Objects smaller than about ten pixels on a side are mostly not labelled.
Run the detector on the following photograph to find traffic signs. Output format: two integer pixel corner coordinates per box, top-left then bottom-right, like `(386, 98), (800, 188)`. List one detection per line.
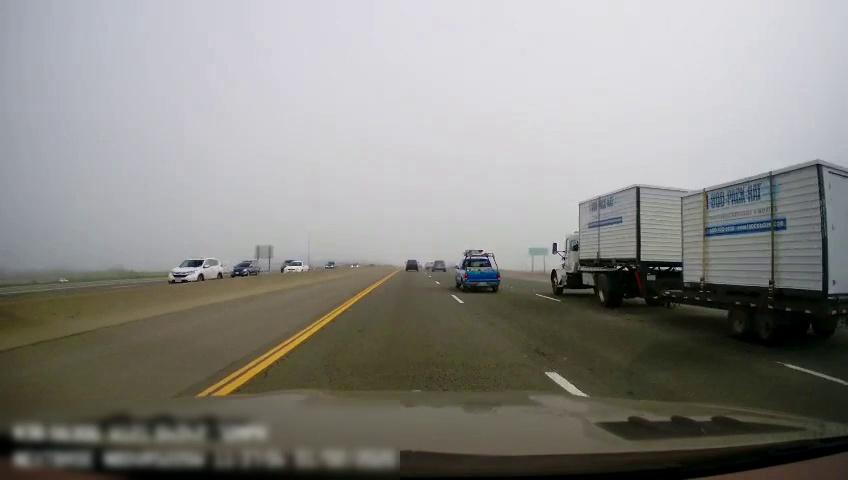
(253, 243), (274, 258)
(527, 246), (550, 257)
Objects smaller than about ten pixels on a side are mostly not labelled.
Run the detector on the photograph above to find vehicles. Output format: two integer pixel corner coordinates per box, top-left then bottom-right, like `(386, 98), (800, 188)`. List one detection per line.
(455, 249), (502, 294)
(279, 259), (296, 273)
(283, 260), (310, 273)
(323, 261), (338, 269)
(548, 182), (701, 310)
(231, 260), (261, 279)
(405, 259), (419, 272)
(661, 157), (848, 345)
(431, 259), (447, 272)
(167, 257), (225, 285)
